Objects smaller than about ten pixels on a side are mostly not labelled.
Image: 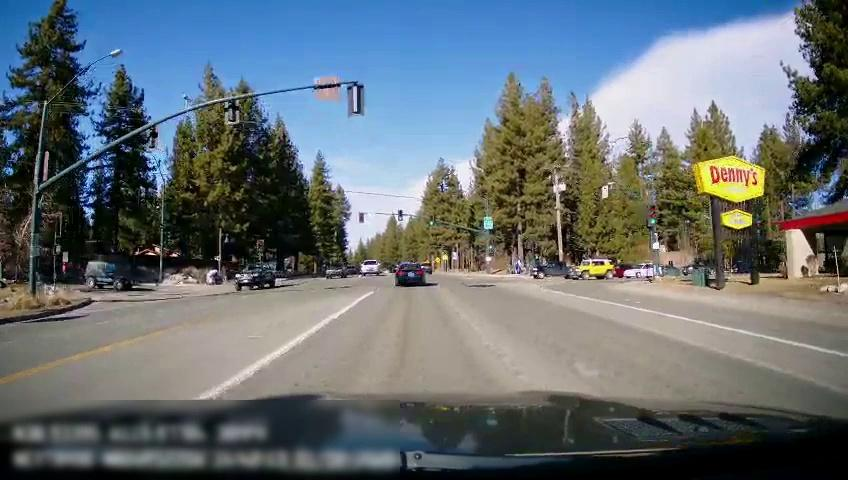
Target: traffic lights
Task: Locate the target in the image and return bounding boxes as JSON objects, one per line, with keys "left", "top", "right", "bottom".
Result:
{"left": 359, "top": 213, "right": 366, "bottom": 225}
{"left": 147, "top": 129, "right": 158, "bottom": 149}
{"left": 648, "top": 207, "right": 657, "bottom": 229}
{"left": 346, "top": 85, "right": 364, "bottom": 116}
{"left": 398, "top": 210, "right": 404, "bottom": 221}
{"left": 223, "top": 97, "right": 239, "bottom": 125}
{"left": 255, "top": 240, "right": 265, "bottom": 260}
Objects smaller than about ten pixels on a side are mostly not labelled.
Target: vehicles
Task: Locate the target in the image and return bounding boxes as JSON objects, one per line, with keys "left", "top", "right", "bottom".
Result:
{"left": 681, "top": 265, "right": 710, "bottom": 278}
{"left": 88, "top": 270, "right": 135, "bottom": 291}
{"left": 530, "top": 261, "right": 567, "bottom": 279}
{"left": 394, "top": 260, "right": 424, "bottom": 286}
{"left": 326, "top": 265, "right": 344, "bottom": 279}
{"left": 623, "top": 263, "right": 659, "bottom": 280}
{"left": 361, "top": 261, "right": 379, "bottom": 275}
{"left": 575, "top": 260, "right": 618, "bottom": 281}
{"left": 234, "top": 265, "right": 275, "bottom": 290}
{"left": 420, "top": 263, "right": 433, "bottom": 274}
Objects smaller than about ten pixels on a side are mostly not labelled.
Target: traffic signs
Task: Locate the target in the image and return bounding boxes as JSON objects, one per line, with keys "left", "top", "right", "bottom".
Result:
{"left": 650, "top": 239, "right": 660, "bottom": 250}
{"left": 600, "top": 186, "right": 609, "bottom": 200}
{"left": 482, "top": 216, "right": 494, "bottom": 231}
